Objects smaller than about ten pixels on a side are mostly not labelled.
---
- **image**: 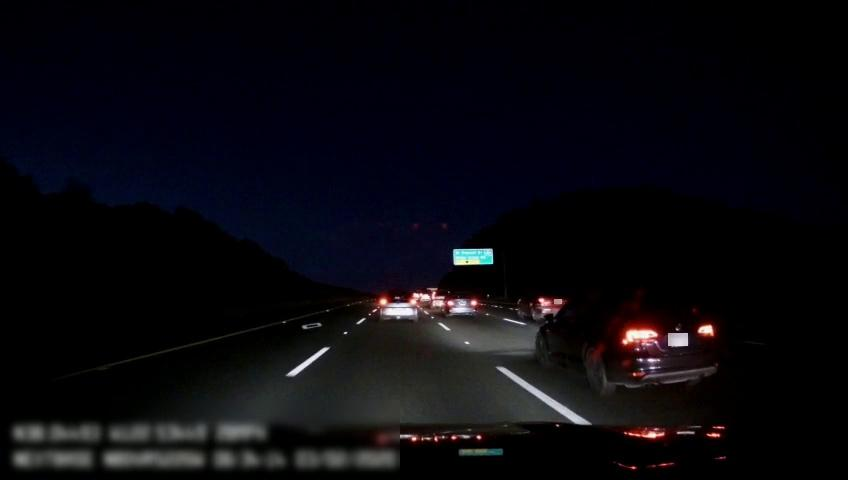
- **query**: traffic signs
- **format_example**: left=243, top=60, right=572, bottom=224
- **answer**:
left=453, top=248, right=494, bottom=266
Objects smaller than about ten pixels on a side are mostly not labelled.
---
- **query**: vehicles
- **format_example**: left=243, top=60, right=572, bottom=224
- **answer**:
left=439, top=290, right=475, bottom=317
left=515, top=289, right=567, bottom=324
left=429, top=289, right=449, bottom=309
left=379, top=291, right=418, bottom=321
left=535, top=286, right=720, bottom=397
left=430, top=284, right=442, bottom=288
